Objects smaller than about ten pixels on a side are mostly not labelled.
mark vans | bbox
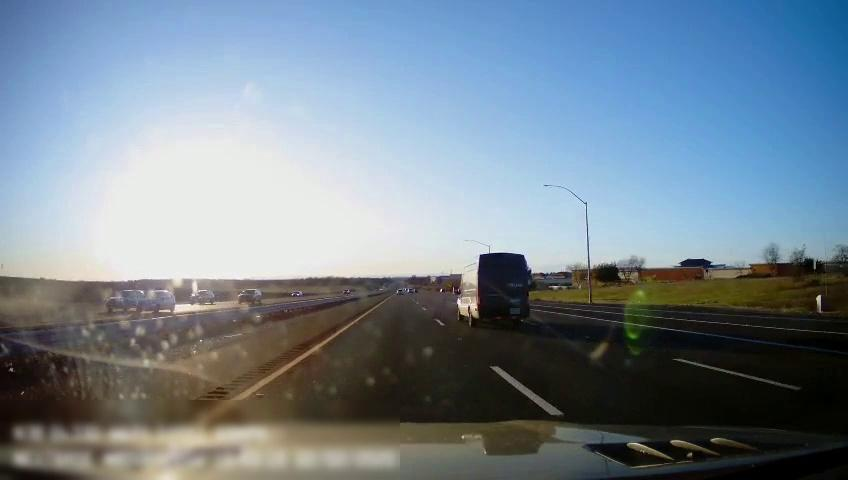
[453,253,531,331]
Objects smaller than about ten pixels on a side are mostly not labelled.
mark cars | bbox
[189,290,215,305]
[238,289,262,305]
[104,289,145,314]
[291,291,303,298]
[135,290,175,315]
